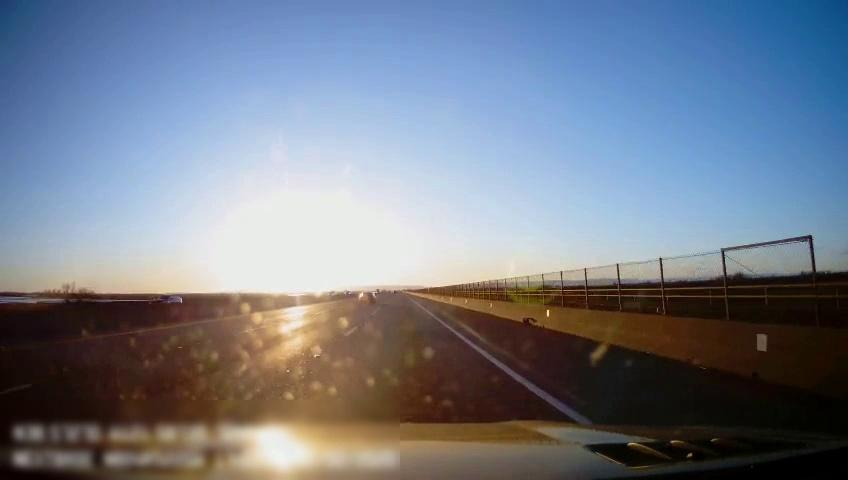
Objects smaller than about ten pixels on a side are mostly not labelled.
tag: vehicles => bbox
[149,295,183,306]
[358,291,376,304]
